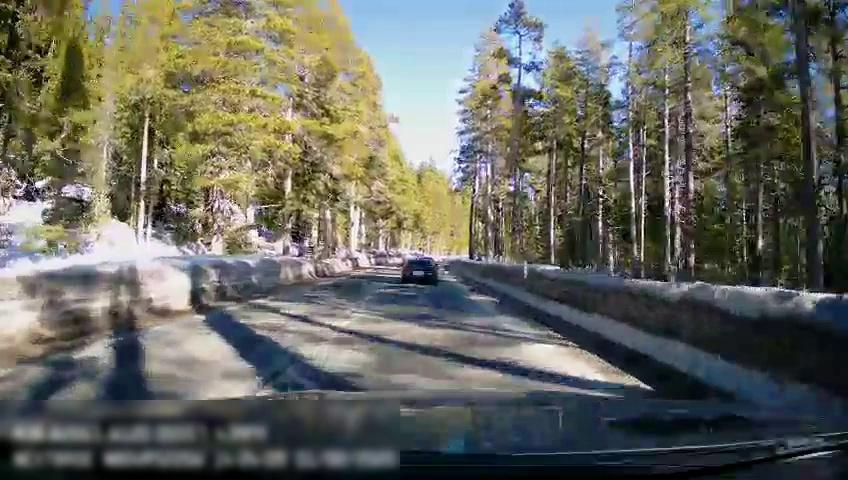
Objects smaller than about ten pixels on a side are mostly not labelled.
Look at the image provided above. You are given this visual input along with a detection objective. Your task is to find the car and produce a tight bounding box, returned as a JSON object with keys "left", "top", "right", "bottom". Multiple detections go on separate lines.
{"left": 399, "top": 254, "right": 439, "bottom": 285}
